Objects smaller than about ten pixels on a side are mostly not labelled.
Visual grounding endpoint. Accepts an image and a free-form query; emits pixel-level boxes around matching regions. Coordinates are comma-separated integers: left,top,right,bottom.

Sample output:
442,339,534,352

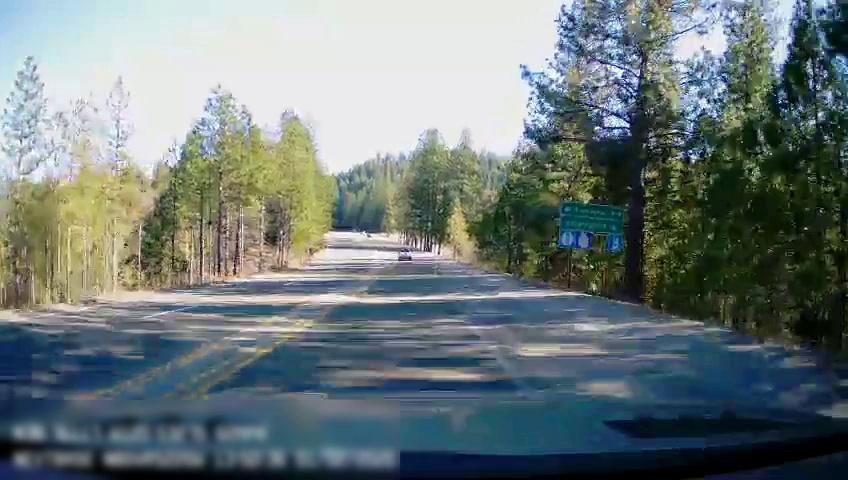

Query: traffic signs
576,231,593,249
559,231,577,249
558,199,626,234
607,233,625,250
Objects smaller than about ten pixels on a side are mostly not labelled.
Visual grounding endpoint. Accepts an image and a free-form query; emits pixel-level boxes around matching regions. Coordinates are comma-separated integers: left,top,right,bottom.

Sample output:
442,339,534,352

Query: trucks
398,247,412,261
